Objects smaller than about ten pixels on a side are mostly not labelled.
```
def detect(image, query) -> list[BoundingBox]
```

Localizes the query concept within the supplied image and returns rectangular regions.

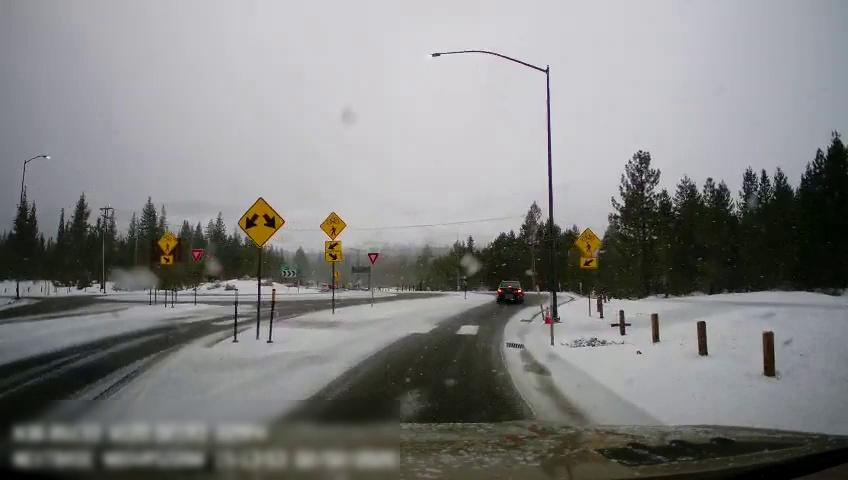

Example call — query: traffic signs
[575,228,600,256]
[282,270,296,279]
[325,240,343,263]
[580,257,598,269]
[238,197,285,248]
[191,249,204,263]
[161,255,173,265]
[320,212,347,240]
[367,252,379,265]
[158,232,177,254]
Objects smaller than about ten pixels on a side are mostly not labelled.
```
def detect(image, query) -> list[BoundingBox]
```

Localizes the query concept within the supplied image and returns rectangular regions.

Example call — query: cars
[496,281,524,303]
